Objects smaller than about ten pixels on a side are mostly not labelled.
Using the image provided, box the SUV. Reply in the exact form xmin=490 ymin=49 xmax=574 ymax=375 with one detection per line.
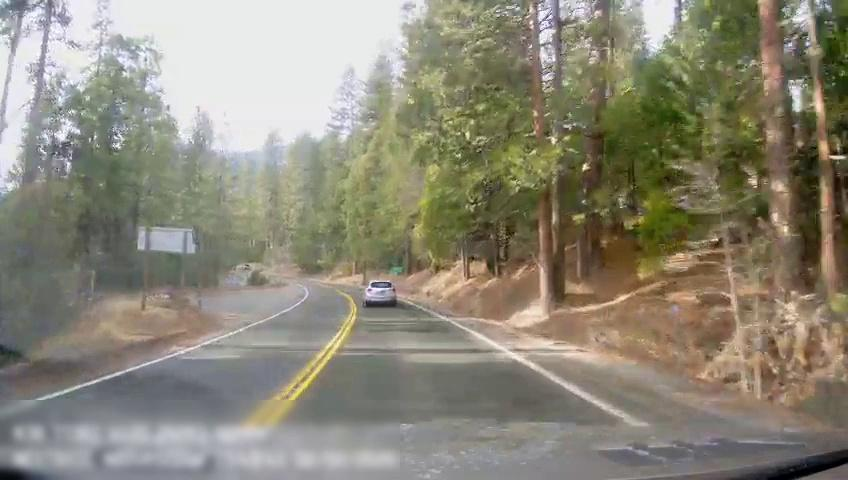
xmin=363 ymin=279 xmax=397 ymax=308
